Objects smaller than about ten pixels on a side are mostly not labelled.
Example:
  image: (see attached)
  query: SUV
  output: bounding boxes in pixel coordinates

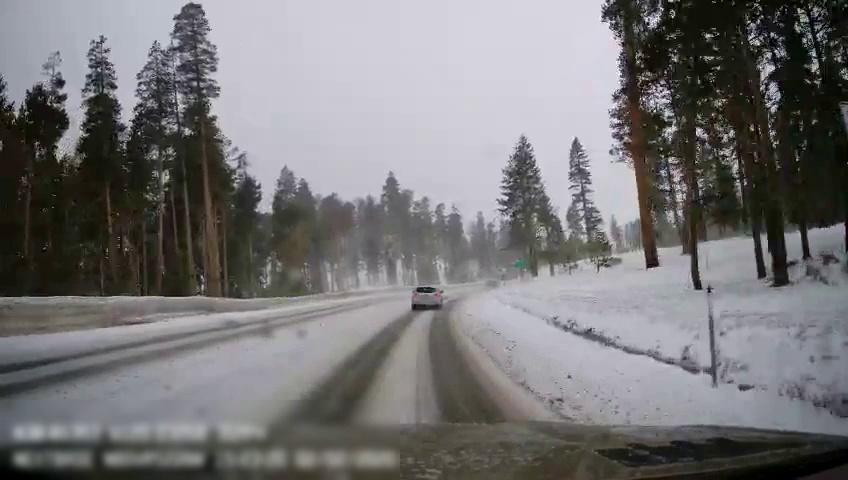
[410,285,444,311]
